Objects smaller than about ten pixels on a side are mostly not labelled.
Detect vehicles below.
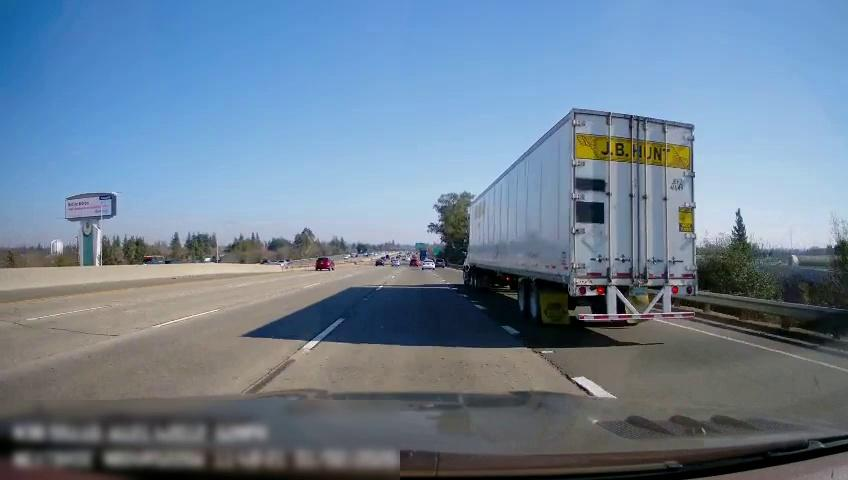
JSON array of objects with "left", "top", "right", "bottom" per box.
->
[
  {"left": 434, "top": 259, "right": 445, "bottom": 269},
  {"left": 140, "top": 256, "right": 166, "bottom": 265},
  {"left": 313, "top": 256, "right": 338, "bottom": 272},
  {"left": 421, "top": 259, "right": 437, "bottom": 271},
  {"left": 458, "top": 108, "right": 697, "bottom": 329}
]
